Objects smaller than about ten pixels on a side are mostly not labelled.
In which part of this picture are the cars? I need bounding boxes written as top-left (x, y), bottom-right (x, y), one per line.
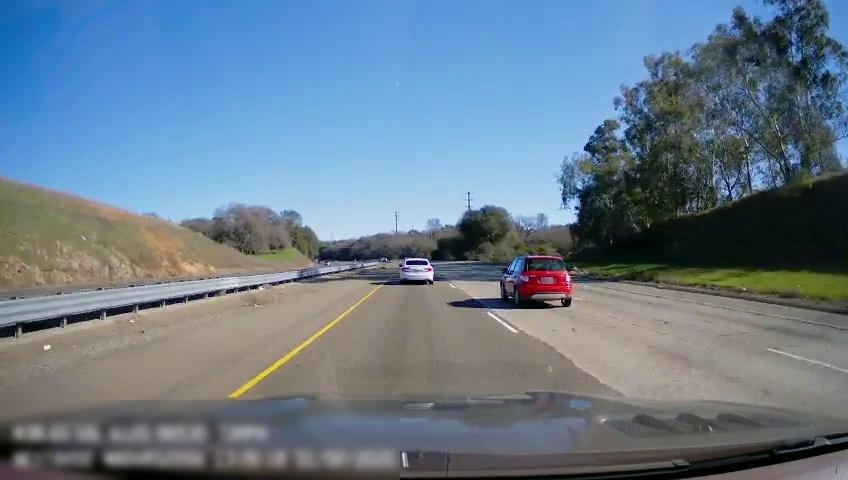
top-left (499, 254), bottom-right (574, 308)
top-left (398, 258), bottom-right (434, 285)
